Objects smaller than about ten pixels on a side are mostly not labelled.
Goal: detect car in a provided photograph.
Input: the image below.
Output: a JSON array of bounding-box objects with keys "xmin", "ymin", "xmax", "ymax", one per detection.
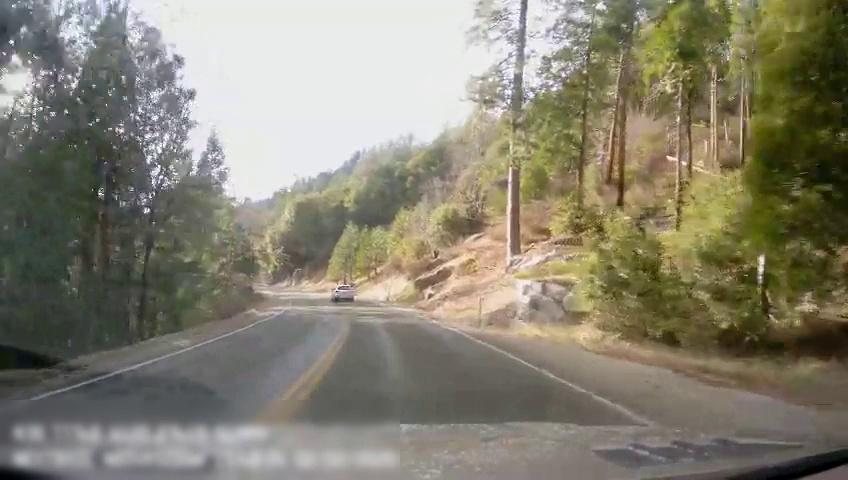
[{"xmin": 331, "ymin": 284, "xmax": 355, "ymax": 303}]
